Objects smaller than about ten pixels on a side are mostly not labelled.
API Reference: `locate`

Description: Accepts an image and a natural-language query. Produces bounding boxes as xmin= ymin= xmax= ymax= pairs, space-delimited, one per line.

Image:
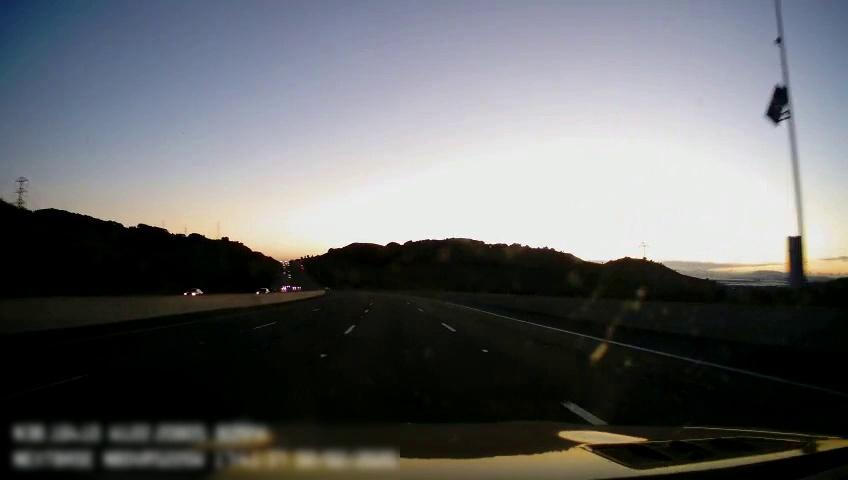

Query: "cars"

xmin=256 ymin=287 xmax=270 ymax=295
xmin=184 ymin=288 xmax=204 ymax=296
